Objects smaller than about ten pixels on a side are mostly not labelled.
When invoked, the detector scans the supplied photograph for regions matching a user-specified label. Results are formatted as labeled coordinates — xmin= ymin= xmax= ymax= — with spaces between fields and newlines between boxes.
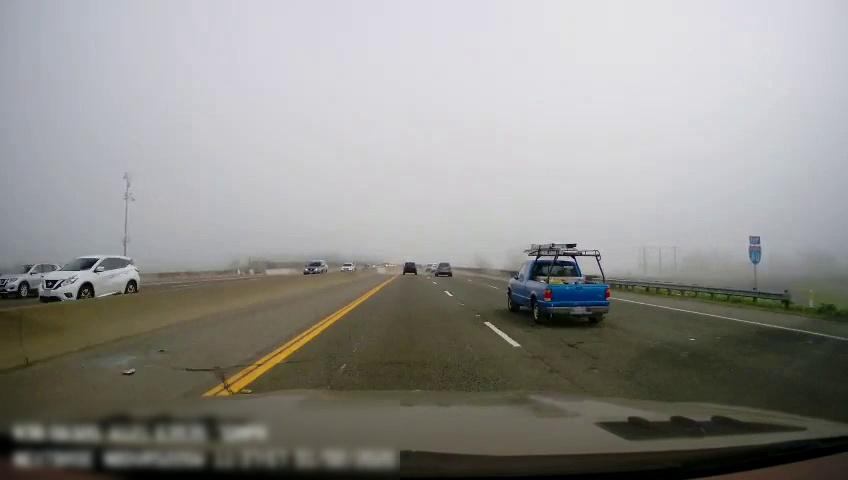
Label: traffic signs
xmin=749 ymin=236 xmax=761 ymax=245
xmin=747 ymin=245 xmax=762 ymax=265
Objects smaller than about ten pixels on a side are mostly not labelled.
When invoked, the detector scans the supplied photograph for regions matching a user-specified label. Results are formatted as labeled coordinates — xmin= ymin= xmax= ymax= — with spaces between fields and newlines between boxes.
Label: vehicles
xmin=302 ymin=260 xmax=329 ymax=275
xmin=430 ymin=262 xmax=440 ymax=274
xmin=340 ymin=262 xmax=356 ymax=273
xmin=0 ymin=262 xmax=63 ymax=300
xmin=37 ymin=254 xmax=142 ymax=303
xmin=505 ymin=243 xmax=612 ymax=329
xmin=403 ymin=261 xmax=418 ymax=275
xmin=434 ymin=261 xmax=453 ymax=278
